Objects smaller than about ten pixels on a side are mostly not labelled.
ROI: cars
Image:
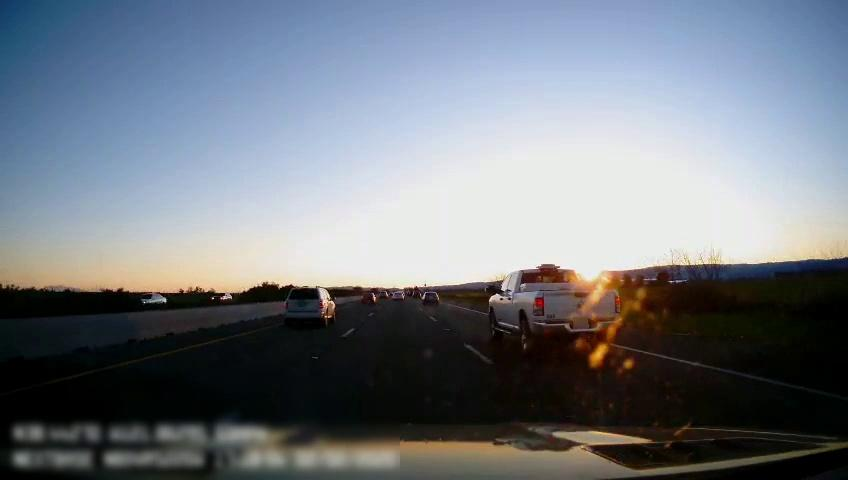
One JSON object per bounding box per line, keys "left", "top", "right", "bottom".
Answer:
{"left": 392, "top": 291, "right": 405, "bottom": 302}
{"left": 138, "top": 292, "right": 168, "bottom": 306}
{"left": 360, "top": 293, "right": 377, "bottom": 306}
{"left": 209, "top": 292, "right": 233, "bottom": 304}
{"left": 421, "top": 291, "right": 440, "bottom": 306}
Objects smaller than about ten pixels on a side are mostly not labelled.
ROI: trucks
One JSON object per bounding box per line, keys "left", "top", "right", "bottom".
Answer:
{"left": 483, "top": 263, "right": 624, "bottom": 358}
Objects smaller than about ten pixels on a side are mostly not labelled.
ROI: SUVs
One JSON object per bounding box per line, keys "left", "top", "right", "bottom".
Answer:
{"left": 283, "top": 286, "right": 338, "bottom": 329}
